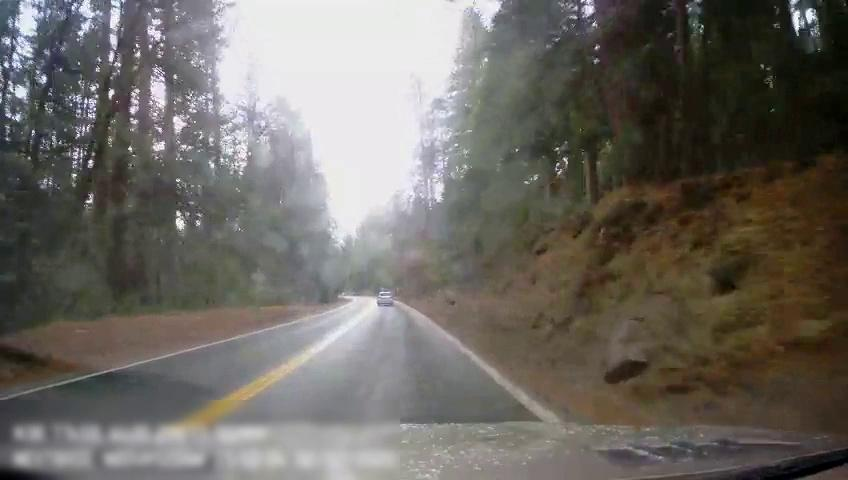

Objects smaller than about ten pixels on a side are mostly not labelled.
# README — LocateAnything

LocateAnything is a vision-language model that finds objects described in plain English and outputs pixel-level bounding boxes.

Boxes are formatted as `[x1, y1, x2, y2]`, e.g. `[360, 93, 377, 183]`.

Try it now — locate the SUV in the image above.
[376, 291, 395, 307]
